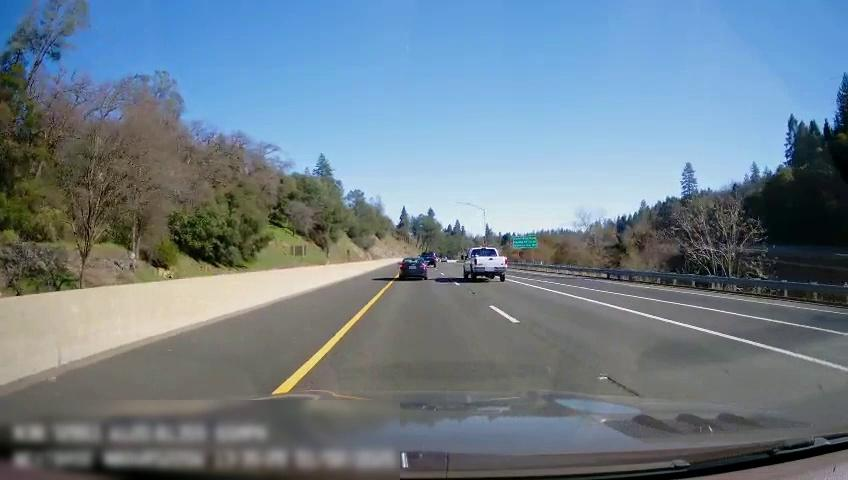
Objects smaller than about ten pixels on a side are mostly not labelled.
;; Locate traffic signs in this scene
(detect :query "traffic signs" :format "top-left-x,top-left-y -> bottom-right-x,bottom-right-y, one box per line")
510,235 -> 537,252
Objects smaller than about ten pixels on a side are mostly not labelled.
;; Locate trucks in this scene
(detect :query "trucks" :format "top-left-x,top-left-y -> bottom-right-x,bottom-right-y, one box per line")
420,251 -> 437,267
460,247 -> 510,283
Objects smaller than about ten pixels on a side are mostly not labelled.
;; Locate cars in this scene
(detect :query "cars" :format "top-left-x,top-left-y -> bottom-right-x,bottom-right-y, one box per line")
399,255 -> 432,281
